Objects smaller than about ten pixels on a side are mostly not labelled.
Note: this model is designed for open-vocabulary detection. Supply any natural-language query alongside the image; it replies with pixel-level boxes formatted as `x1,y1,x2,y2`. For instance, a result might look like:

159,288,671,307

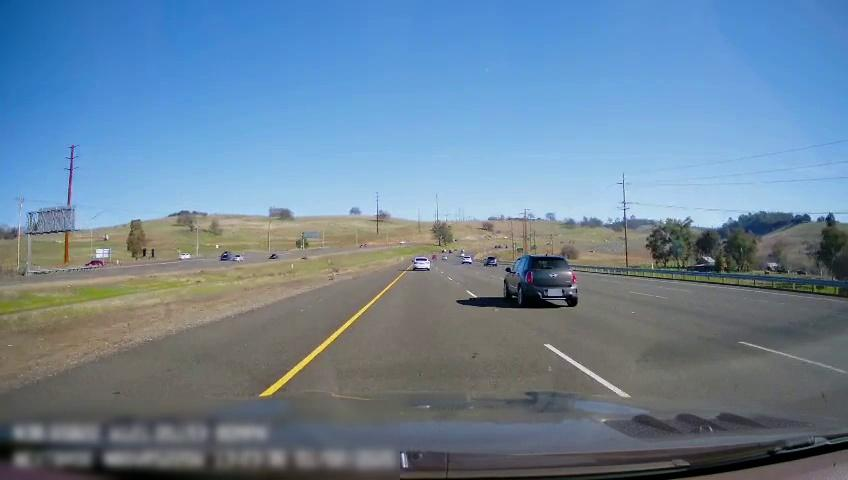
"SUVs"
232,254,244,261
483,256,498,267
219,251,233,261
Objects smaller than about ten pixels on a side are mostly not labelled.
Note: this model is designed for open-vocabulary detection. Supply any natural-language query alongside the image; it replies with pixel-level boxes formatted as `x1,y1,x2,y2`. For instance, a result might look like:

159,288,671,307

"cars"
413,256,430,270
461,255,472,264
178,252,191,259
84,260,103,267
268,253,279,259
502,256,578,308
